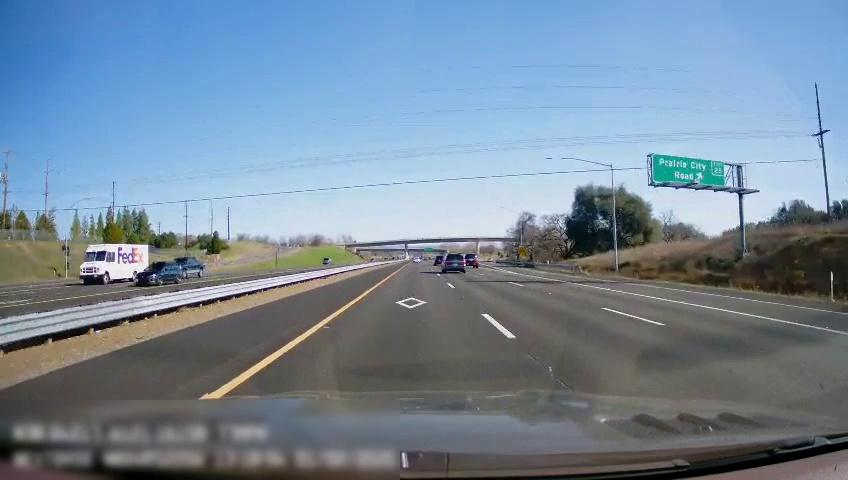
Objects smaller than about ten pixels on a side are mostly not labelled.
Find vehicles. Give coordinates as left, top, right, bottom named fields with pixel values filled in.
left=80, top=244, right=149, bottom=284
left=433, top=255, right=443, bottom=266
left=441, top=254, right=466, bottom=274
left=462, top=254, right=480, bottom=269
left=135, top=261, right=183, bottom=286
left=172, top=257, right=208, bottom=280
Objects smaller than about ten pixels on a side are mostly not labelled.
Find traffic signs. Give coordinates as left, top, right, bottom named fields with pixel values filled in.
left=651, top=153, right=724, bottom=186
